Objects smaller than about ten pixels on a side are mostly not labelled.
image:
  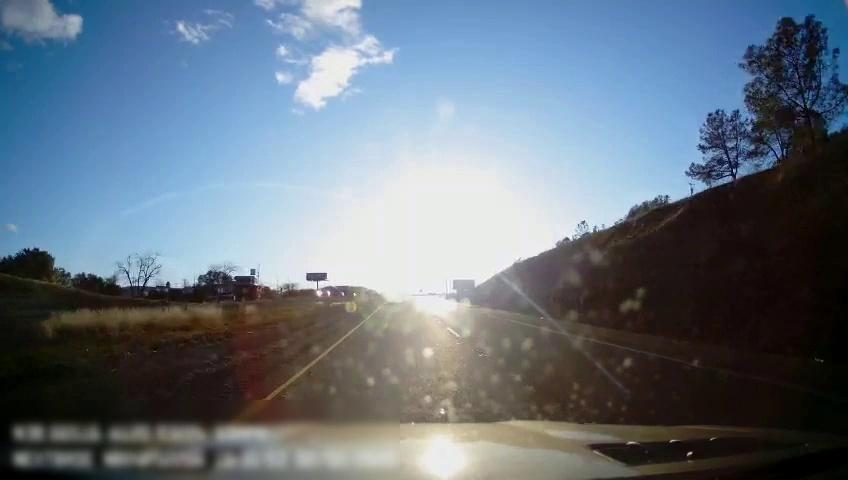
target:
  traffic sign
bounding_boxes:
[453,280,475,290]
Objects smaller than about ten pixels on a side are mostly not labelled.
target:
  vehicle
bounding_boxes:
[315,289,331,298]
